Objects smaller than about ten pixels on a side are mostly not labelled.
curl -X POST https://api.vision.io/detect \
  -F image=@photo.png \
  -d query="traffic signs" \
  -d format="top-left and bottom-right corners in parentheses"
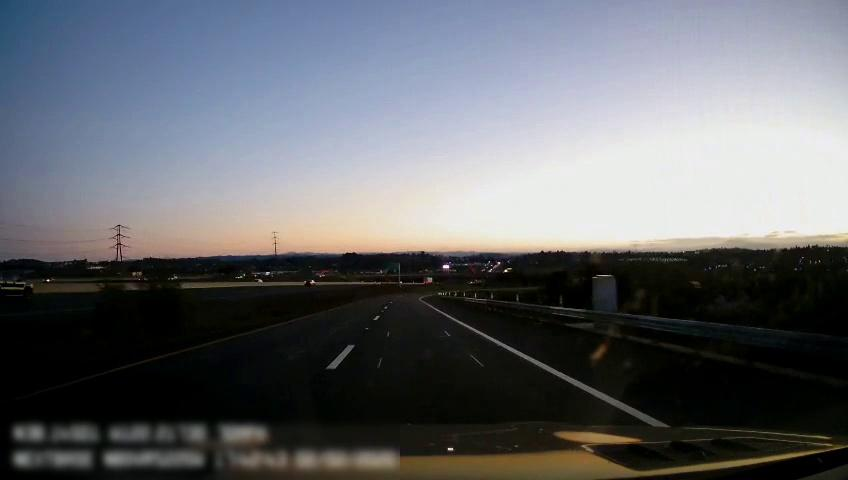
top-left (386, 263), bottom-right (399, 270)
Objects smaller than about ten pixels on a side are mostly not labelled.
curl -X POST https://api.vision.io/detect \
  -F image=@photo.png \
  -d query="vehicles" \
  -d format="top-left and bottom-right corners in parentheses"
top-left (302, 278), bottom-right (316, 287)
top-left (0, 271), bottom-right (34, 299)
